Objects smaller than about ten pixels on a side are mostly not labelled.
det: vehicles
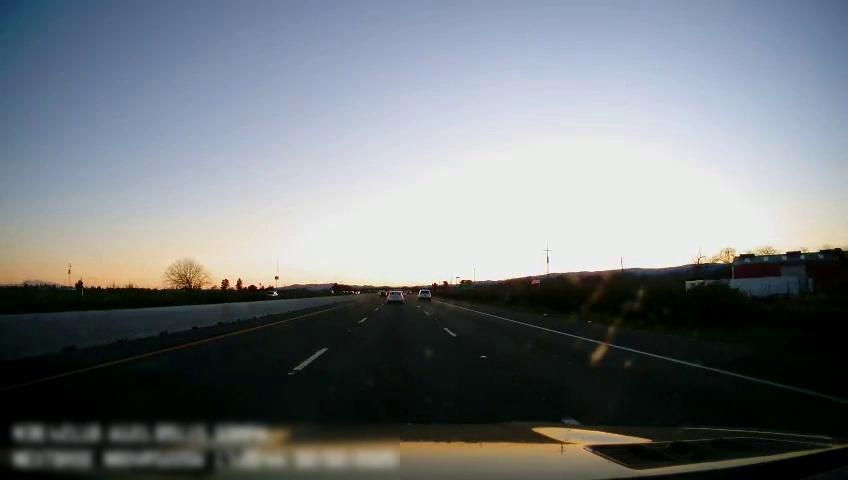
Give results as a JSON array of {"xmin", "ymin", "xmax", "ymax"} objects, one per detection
[
  {"xmin": 387, "ymin": 290, "xmax": 406, "ymax": 305},
  {"xmin": 268, "ymin": 290, "xmax": 279, "ymax": 297},
  {"xmin": 417, "ymin": 289, "xmax": 432, "ymax": 302}
]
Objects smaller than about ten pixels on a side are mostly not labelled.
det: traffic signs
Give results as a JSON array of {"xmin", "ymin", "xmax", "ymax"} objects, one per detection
[{"xmin": 461, "ymin": 283, "xmax": 473, "ymax": 289}]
